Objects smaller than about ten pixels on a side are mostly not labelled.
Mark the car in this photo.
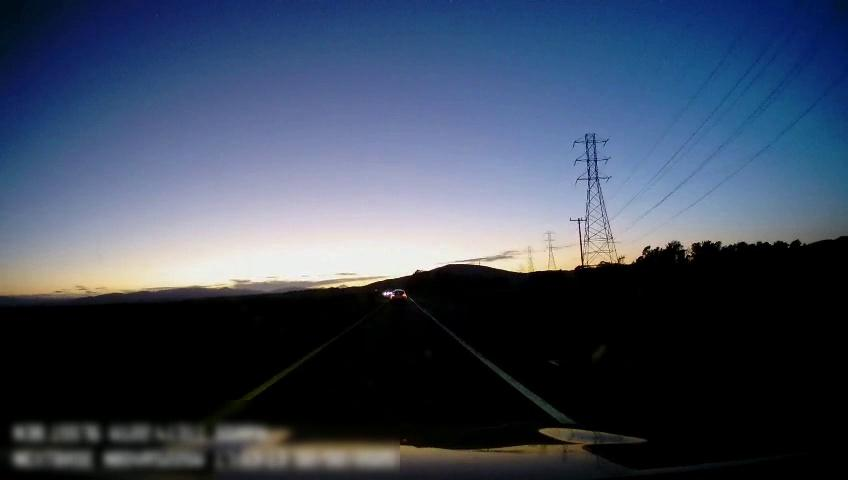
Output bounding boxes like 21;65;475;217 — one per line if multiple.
390;289;408;303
